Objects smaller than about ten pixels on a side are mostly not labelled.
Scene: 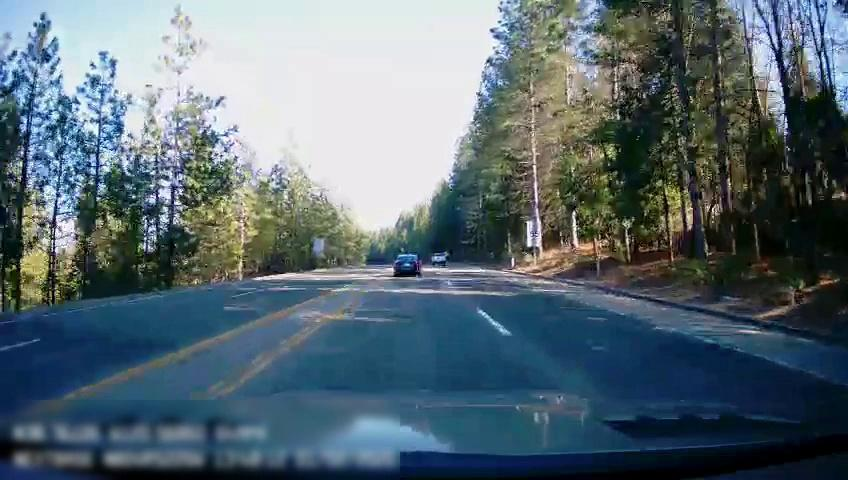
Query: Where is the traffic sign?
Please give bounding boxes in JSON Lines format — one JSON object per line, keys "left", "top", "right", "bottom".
{"left": 526, "top": 219, "right": 541, "bottom": 248}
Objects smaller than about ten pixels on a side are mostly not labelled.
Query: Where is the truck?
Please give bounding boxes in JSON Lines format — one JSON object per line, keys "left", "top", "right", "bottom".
{"left": 431, "top": 252, "right": 447, "bottom": 267}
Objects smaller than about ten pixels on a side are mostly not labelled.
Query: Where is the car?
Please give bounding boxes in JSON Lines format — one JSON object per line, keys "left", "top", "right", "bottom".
{"left": 393, "top": 253, "right": 421, "bottom": 278}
